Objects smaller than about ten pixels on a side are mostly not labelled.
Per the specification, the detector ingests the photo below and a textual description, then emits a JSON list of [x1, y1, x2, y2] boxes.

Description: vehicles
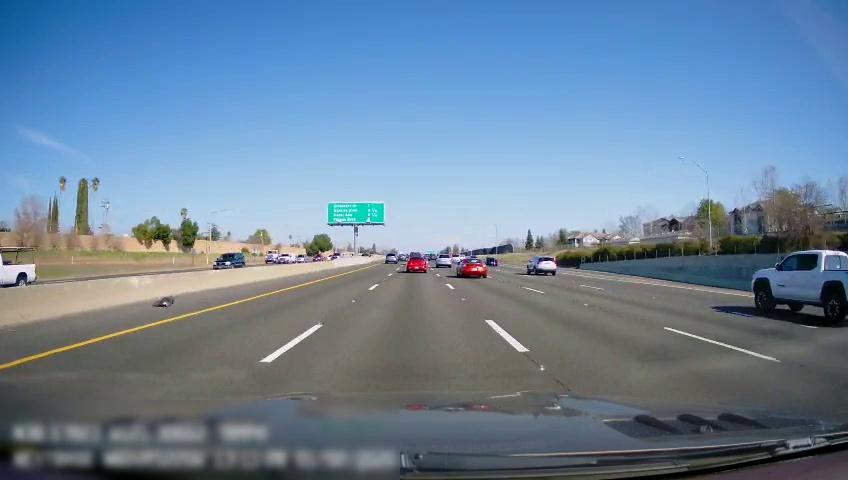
[[264, 250, 281, 264], [296, 254, 309, 264], [526, 255, 558, 276], [384, 252, 398, 264], [330, 252, 342, 261], [0, 251, 36, 288], [454, 257, 489, 280], [212, 252, 246, 271], [451, 253, 460, 263], [434, 253, 452, 268], [312, 253, 327, 262], [484, 256, 498, 267], [751, 250, 848, 326], [274, 253, 296, 264], [406, 255, 428, 273]]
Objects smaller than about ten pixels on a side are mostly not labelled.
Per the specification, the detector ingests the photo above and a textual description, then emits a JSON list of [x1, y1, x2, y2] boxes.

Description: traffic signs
[[328, 202, 385, 225]]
